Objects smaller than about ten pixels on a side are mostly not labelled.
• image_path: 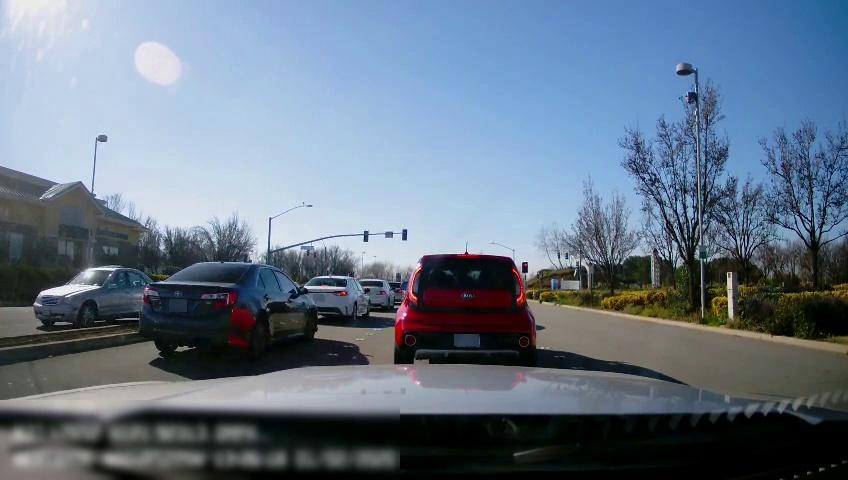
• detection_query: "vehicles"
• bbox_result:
[141,262,318,361]
[33,268,157,329]
[387,281,408,303]
[303,276,371,326]
[357,279,396,311]
[393,252,536,367]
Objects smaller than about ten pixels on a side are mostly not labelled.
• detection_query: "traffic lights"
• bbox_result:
[402,229,408,240]
[363,230,369,242]
[521,262,528,274]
